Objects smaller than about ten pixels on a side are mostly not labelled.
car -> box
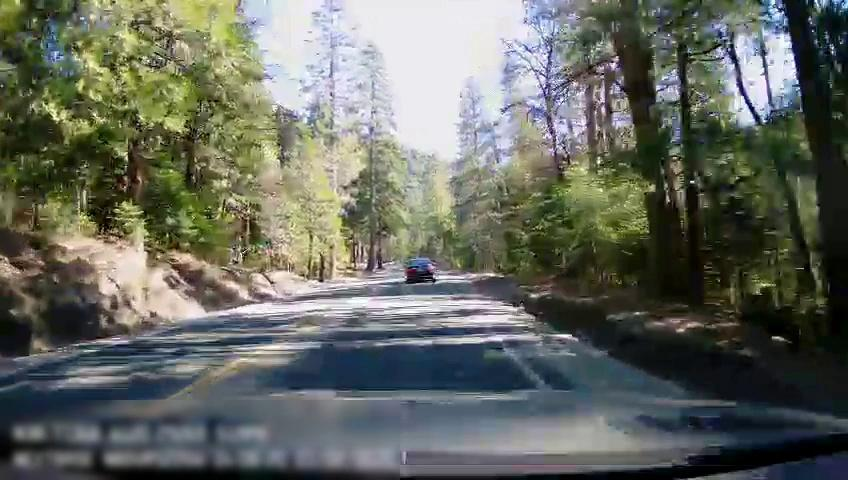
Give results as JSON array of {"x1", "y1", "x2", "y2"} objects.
[{"x1": 405, "y1": 256, "x2": 438, "y2": 284}]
